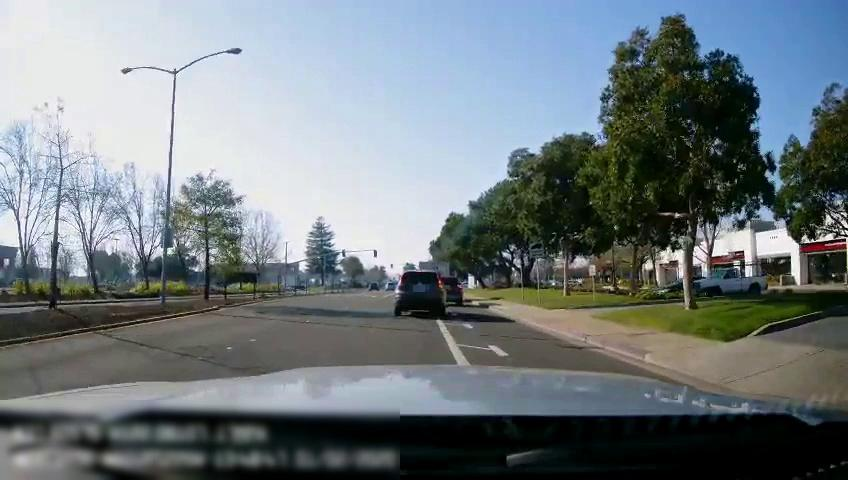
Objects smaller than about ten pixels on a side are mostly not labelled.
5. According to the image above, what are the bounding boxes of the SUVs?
[441,276,464,306]
[393,270,446,316]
